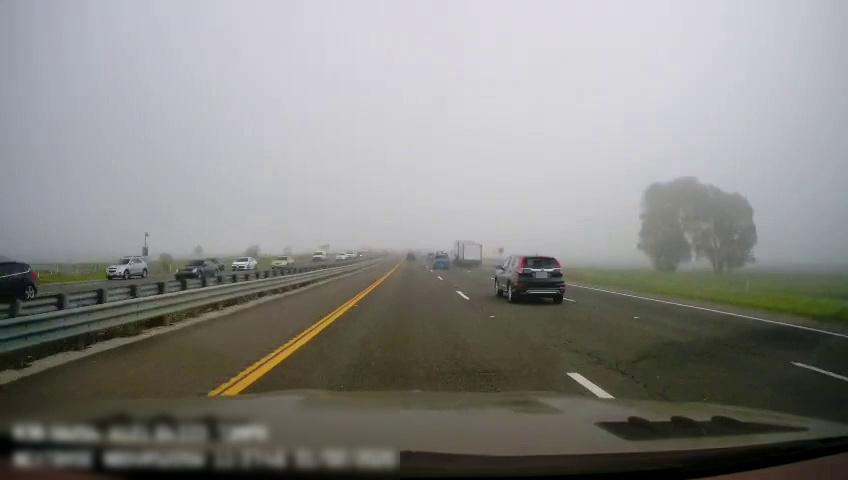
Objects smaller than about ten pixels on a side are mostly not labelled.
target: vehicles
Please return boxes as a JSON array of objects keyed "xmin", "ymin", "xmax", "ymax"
[
  {"xmin": 335, "ymin": 251, "xmax": 349, "ymax": 261},
  {"xmin": 405, "ymin": 251, "xmax": 417, "ymax": 261},
  {"xmin": 270, "ymin": 255, "xmax": 296, "ymax": 270},
  {"xmin": 311, "ymin": 251, "xmax": 328, "ymax": 262},
  {"xmin": 231, "ymin": 256, "xmax": 259, "ymax": 272},
  {"xmin": 459, "ymin": 241, "xmax": 483, "ymax": 269},
  {"xmin": 344, "ymin": 252, "xmax": 358, "ymax": 260},
  {"xmin": 450, "ymin": 239, "xmax": 476, "ymax": 266},
  {"xmin": 174, "ymin": 259, "xmax": 221, "ymax": 282},
  {"xmin": 197, "ymin": 257, "xmax": 225, "ymax": 274},
  {"xmin": 105, "ymin": 255, "xmax": 149, "ymax": 281},
  {"xmin": 493, "ymin": 253, "xmax": 567, "ymax": 305},
  {"xmin": 0, "ymin": 260, "xmax": 41, "ymax": 305},
  {"xmin": 431, "ymin": 251, "xmax": 451, "ymax": 271}
]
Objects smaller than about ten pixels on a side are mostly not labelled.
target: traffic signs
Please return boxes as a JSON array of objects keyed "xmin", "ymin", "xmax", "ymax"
[
  {"xmin": 319, "ymin": 244, "xmax": 330, "ymax": 250},
  {"xmin": 193, "ymin": 244, "xmax": 203, "ymax": 257}
]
